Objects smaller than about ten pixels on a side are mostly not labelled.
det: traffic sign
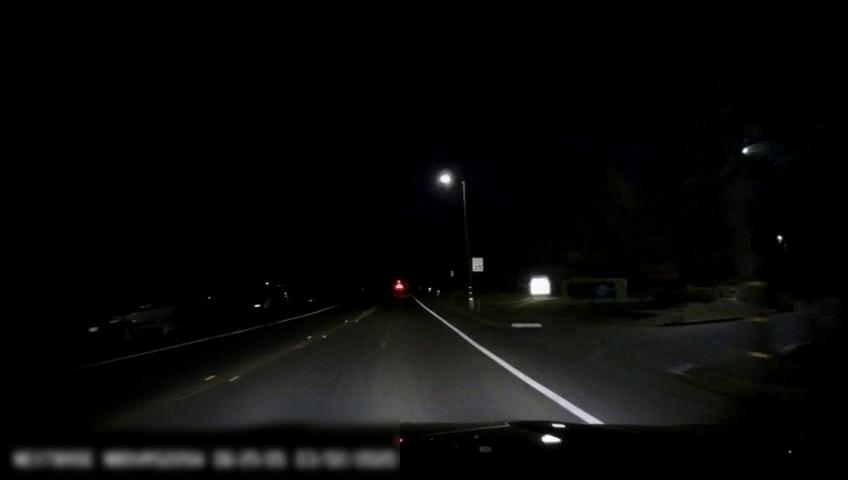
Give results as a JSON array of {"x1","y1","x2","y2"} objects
[{"x1": 472, "y1": 257, "x2": 484, "y2": 273}]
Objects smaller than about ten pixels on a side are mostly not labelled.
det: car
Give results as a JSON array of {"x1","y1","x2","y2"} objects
[{"x1": 79, "y1": 288, "x2": 177, "y2": 346}]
